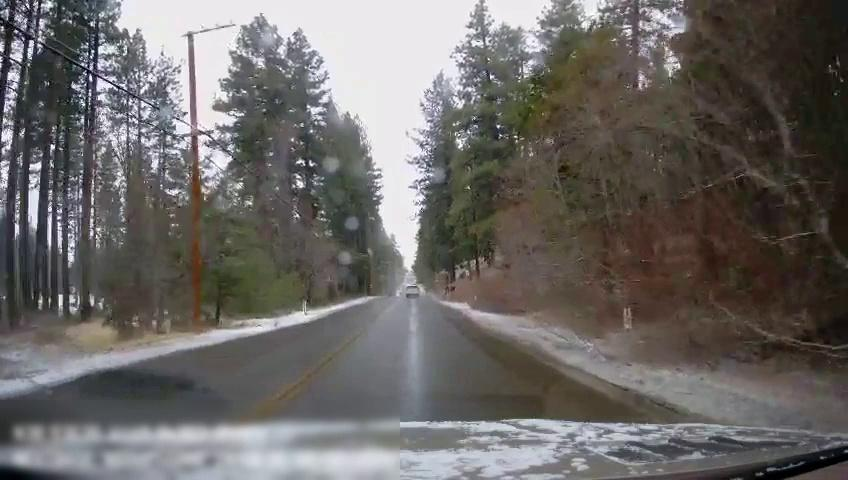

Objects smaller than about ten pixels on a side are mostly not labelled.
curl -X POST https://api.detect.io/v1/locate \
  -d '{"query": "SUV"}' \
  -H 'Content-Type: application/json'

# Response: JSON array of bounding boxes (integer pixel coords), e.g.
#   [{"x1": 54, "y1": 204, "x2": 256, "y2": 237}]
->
[{"x1": 404, "y1": 284, "x2": 421, "y2": 298}]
